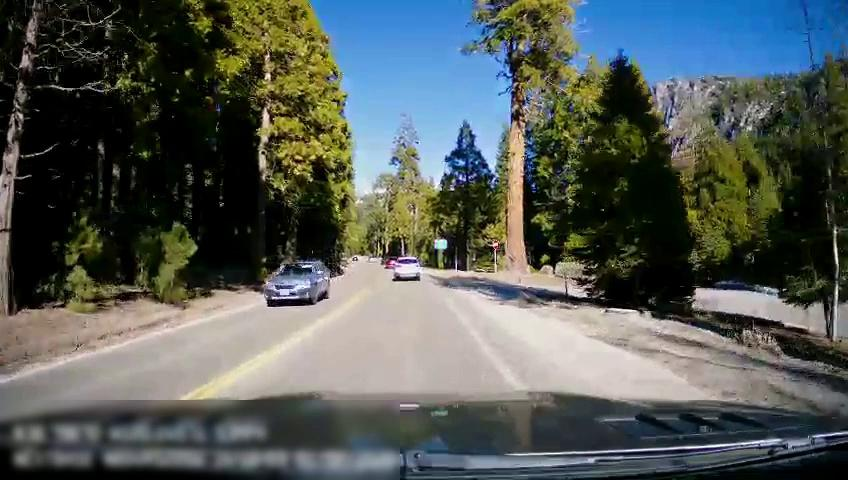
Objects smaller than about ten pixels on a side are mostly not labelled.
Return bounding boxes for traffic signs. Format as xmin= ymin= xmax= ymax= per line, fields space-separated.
xmin=433 ymin=239 xmax=448 ymax=251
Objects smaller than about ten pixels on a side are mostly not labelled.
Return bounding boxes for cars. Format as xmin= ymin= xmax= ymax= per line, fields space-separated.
xmin=262 ymin=260 xmax=331 ymax=307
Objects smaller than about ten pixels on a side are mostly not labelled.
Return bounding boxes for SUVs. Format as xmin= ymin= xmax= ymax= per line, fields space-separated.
xmin=394 ymin=256 xmax=421 ymax=281
xmin=383 ymin=257 xmax=400 ymax=270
